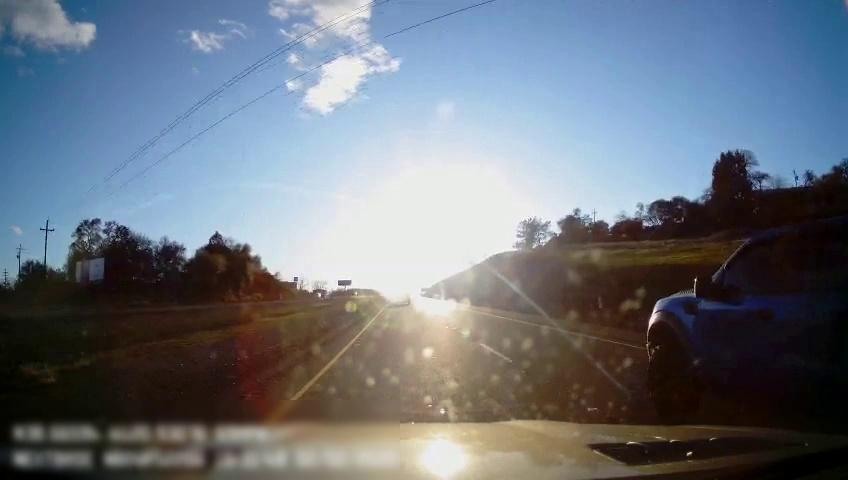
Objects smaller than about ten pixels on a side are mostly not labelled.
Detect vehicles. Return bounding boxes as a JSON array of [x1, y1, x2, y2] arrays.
[[644, 217, 848, 428], [394, 291, 411, 306]]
